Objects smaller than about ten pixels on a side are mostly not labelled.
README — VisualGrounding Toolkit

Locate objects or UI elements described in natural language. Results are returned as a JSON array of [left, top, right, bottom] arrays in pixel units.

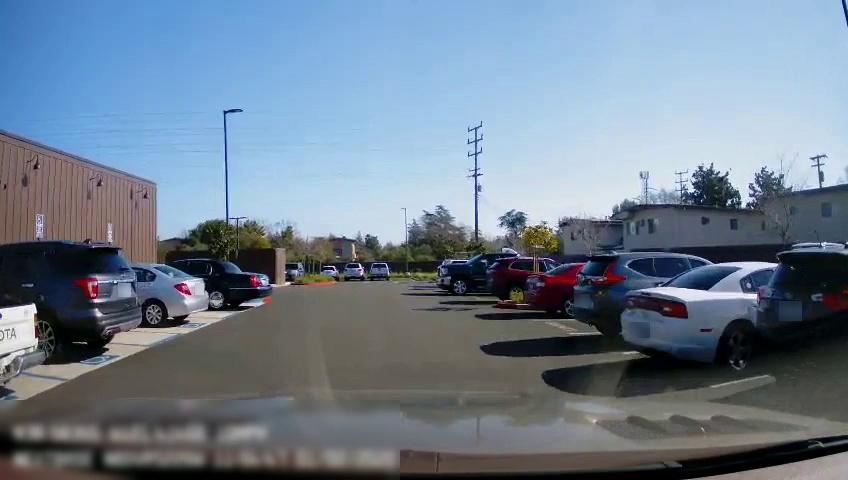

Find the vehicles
[[130, 264, 210, 328], [438, 252, 519, 297], [526, 262, 589, 318], [286, 262, 305, 281], [572, 251, 716, 342], [344, 263, 365, 281], [441, 258, 471, 265], [619, 261, 779, 376], [321, 265, 338, 279], [755, 241, 848, 388], [164, 257, 273, 311], [0, 303, 47, 386], [368, 262, 390, 281], [0, 240, 143, 364], [483, 256, 564, 303]]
